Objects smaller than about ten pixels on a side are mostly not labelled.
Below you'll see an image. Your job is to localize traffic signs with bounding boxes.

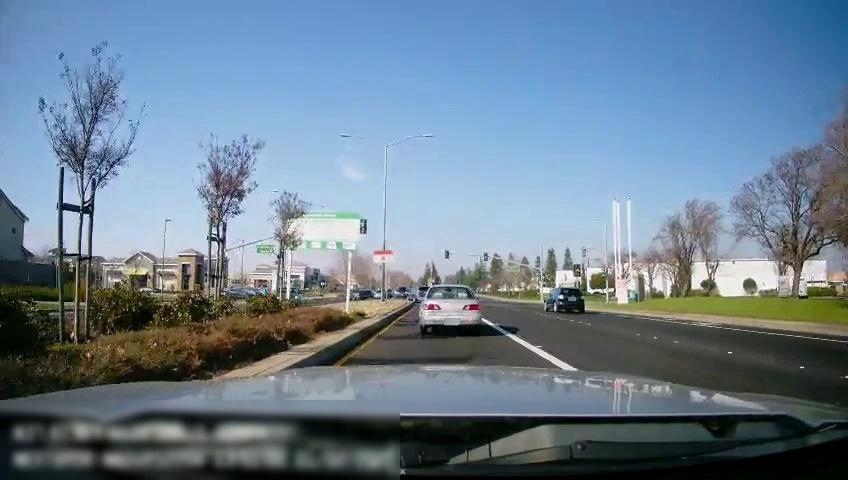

[256,244,274,254]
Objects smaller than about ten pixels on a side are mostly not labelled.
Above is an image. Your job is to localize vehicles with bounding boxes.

[229,286,257,295]
[276,286,305,304]
[544,287,586,313]
[346,290,369,300]
[394,287,406,297]
[371,289,388,298]
[418,284,483,336]
[407,288,414,297]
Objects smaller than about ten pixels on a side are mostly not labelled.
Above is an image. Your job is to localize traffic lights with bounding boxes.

[359,219,367,235]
